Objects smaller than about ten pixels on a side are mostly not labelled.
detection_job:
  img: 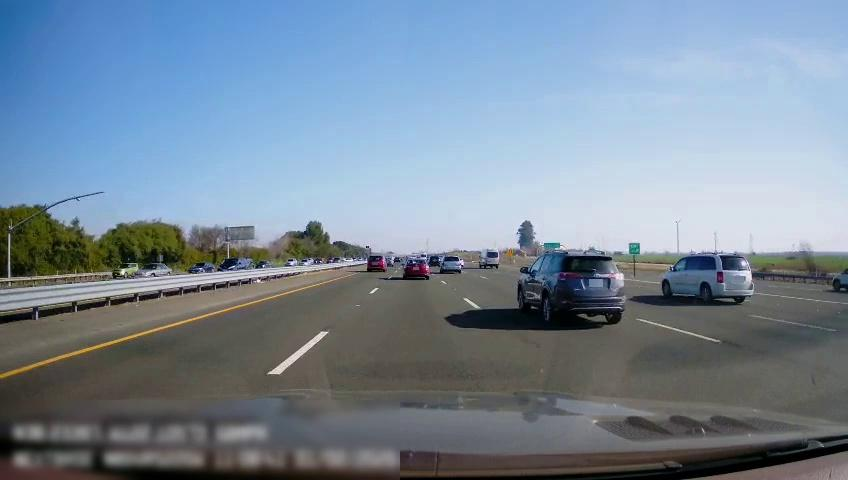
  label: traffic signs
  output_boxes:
[224,224,256,241]
[543,242,561,249]
[628,242,641,255]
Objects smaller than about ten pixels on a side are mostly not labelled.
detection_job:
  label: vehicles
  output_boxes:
[112,261,141,278]
[283,257,298,267]
[133,262,174,279]
[217,257,254,272]
[299,258,314,266]
[831,268,848,295]
[660,251,754,304]
[187,261,215,275]
[400,259,430,281]
[367,255,388,273]
[439,256,462,274]
[516,248,626,327]
[255,260,272,270]
[478,248,500,269]
[428,256,441,268]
